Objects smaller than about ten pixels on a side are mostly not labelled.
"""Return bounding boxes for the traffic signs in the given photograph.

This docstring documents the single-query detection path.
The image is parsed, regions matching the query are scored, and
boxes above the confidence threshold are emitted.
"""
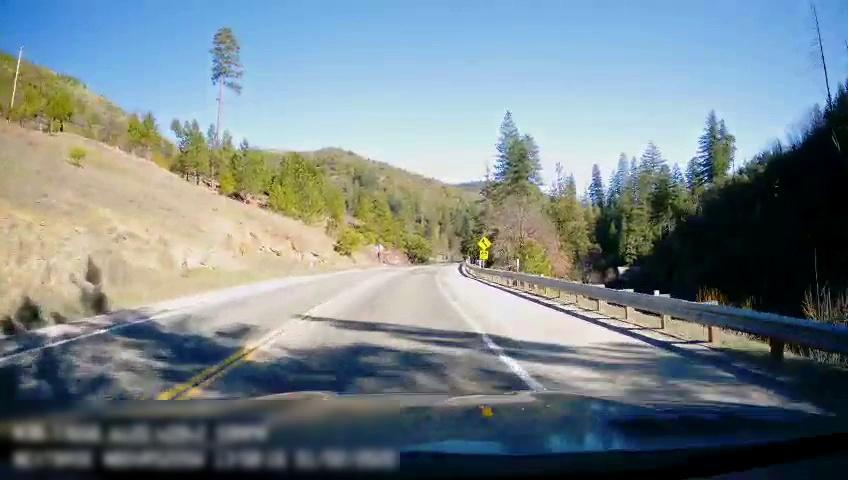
[479,250,489,261]
[478,238,492,250]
